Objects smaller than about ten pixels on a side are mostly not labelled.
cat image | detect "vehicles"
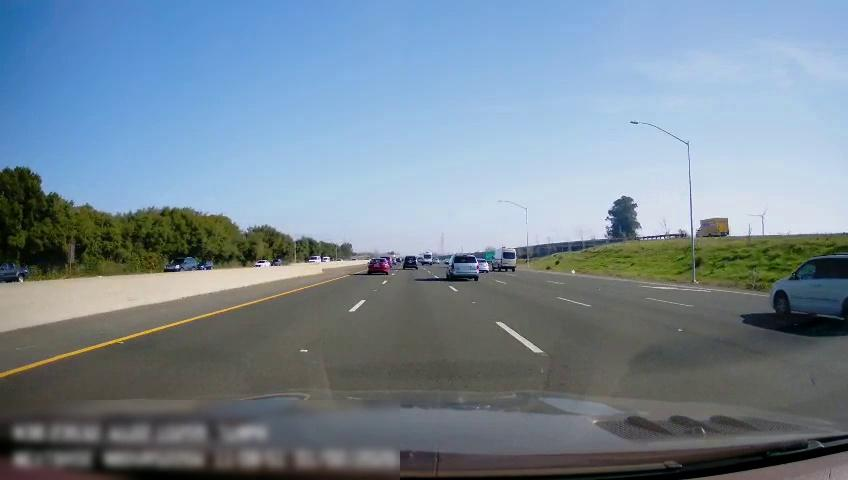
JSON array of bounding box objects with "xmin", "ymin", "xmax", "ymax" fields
[
  {"xmin": 695, "ymin": 217, "xmax": 729, "ymax": 239},
  {"xmin": 402, "ymin": 255, "xmax": 418, "ymax": 271},
  {"xmin": 491, "ymin": 245, "xmax": 517, "ymax": 272},
  {"xmin": 253, "ymin": 258, "xmax": 272, "ymax": 268},
  {"xmin": 0, "ymin": 263, "xmax": 29, "ymax": 284},
  {"xmin": 421, "ymin": 252, "xmax": 433, "ymax": 267},
  {"xmin": 367, "ymin": 257, "xmax": 392, "ymax": 276},
  {"xmin": 307, "ymin": 255, "xmax": 322, "ymax": 264},
  {"xmin": 163, "ymin": 256, "xmax": 201, "ymax": 272},
  {"xmin": 443, "ymin": 253, "xmax": 480, "ymax": 282},
  {"xmin": 379, "ymin": 256, "xmax": 395, "ymax": 269},
  {"xmin": 770, "ymin": 253, "xmax": 848, "ymax": 324},
  {"xmin": 194, "ymin": 260, "xmax": 216, "ymax": 271},
  {"xmin": 269, "ymin": 258, "xmax": 283, "ymax": 267},
  {"xmin": 477, "ymin": 258, "xmax": 490, "ymax": 274}
]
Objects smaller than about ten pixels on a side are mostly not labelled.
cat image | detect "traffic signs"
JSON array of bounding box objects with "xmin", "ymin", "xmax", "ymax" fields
[
  {"xmin": 484, "ymin": 251, "xmax": 495, "ymax": 261},
  {"xmin": 67, "ymin": 244, "xmax": 76, "ymax": 265}
]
